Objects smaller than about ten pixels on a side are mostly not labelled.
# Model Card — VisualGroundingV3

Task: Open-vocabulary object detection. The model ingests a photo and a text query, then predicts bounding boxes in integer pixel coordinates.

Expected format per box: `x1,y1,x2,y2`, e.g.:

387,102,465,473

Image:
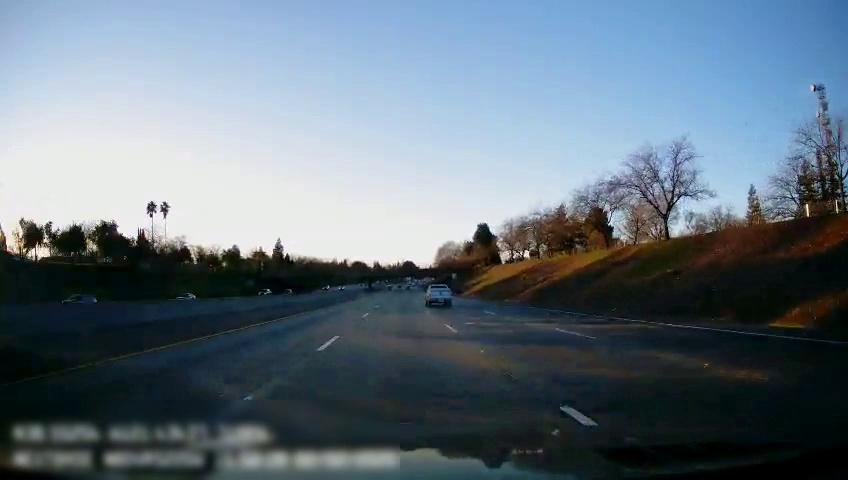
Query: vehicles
176,292,196,300
258,289,273,296
425,284,454,309
62,293,98,304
